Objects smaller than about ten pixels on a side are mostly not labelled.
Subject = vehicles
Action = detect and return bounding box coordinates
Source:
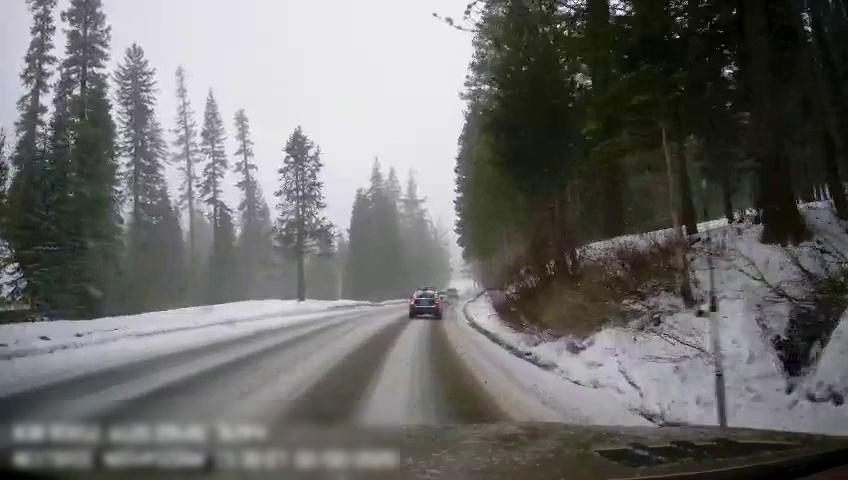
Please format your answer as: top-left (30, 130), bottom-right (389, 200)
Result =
top-left (434, 291), bottom-right (450, 306)
top-left (444, 288), bottom-right (460, 301)
top-left (409, 287), bottom-right (444, 320)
